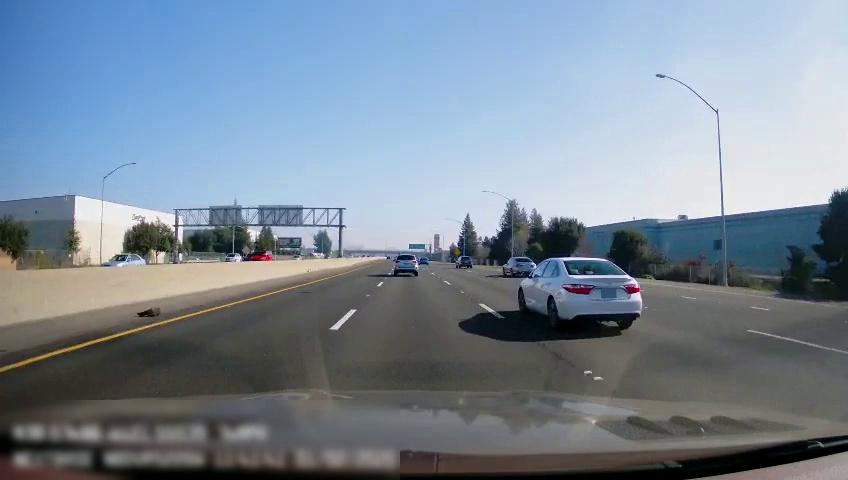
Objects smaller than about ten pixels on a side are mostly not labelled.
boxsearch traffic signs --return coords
[408,243,425,249]
[257,204,305,226]
[207,205,244,226]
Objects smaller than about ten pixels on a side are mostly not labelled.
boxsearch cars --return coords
[502,256,537,278]
[516,257,642,331]
[101,253,147,269]
[244,251,273,263]
[418,257,429,265]
[224,252,242,263]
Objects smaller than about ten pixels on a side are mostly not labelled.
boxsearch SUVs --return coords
[393,255,419,277]
[455,256,473,269]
